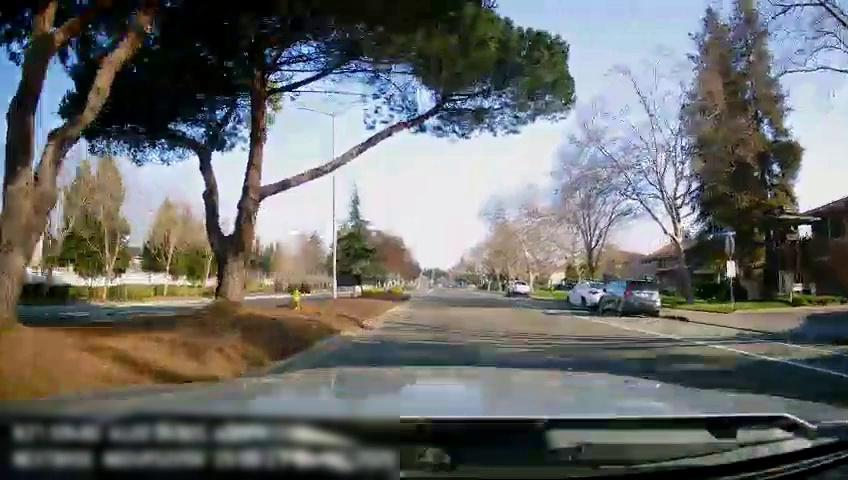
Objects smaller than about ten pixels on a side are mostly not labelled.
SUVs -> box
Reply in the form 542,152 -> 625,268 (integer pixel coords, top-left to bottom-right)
599,279 -> 660,316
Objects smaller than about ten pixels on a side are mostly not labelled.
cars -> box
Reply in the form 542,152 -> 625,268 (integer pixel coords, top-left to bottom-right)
567,281 -> 608,310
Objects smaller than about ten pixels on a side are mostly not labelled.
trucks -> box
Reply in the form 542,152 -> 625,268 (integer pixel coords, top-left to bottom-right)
506,280 -> 529,298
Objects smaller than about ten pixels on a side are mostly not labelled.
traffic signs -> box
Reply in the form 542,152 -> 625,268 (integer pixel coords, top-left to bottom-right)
725,235 -> 735,256
727,260 -> 736,278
